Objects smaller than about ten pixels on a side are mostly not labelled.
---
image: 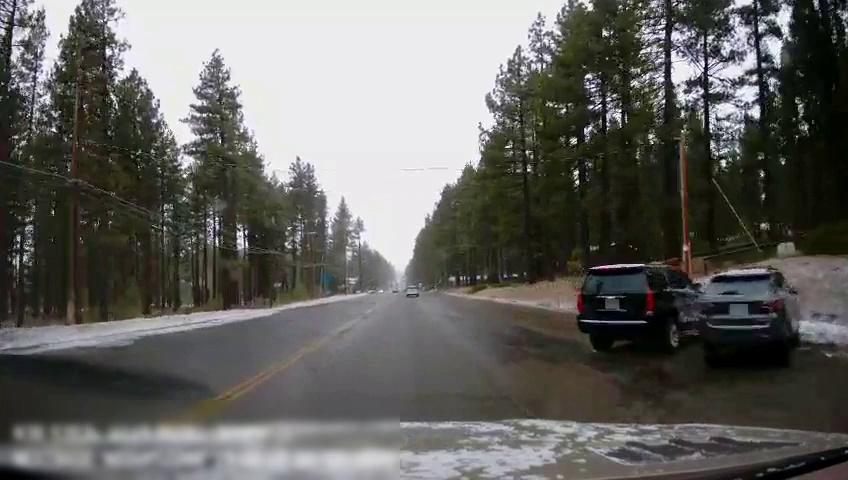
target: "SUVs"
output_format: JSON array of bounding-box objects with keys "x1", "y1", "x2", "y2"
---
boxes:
[
  {"x1": 575, "y1": 261, "x2": 700, "y2": 355},
  {"x1": 697, "y1": 267, "x2": 801, "y2": 368}
]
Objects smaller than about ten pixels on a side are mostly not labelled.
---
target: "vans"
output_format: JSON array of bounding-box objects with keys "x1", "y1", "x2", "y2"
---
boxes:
[{"x1": 404, "y1": 285, "x2": 419, "y2": 298}]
